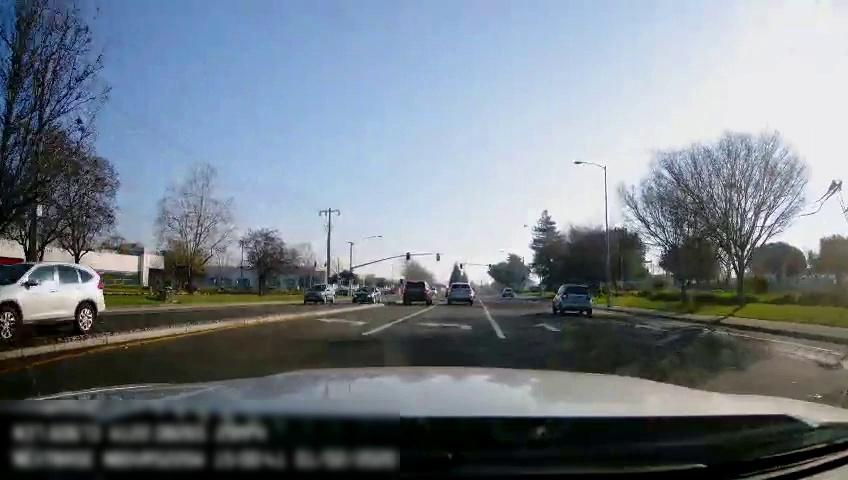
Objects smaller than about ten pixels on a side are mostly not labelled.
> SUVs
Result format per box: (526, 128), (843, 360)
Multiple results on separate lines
(303, 283), (336, 305)
(0, 261), (105, 346)
(402, 280), (433, 305)
(447, 282), (473, 306)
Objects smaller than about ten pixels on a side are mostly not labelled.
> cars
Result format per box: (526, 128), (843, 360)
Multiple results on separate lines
(351, 286), (382, 305)
(551, 283), (593, 317)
